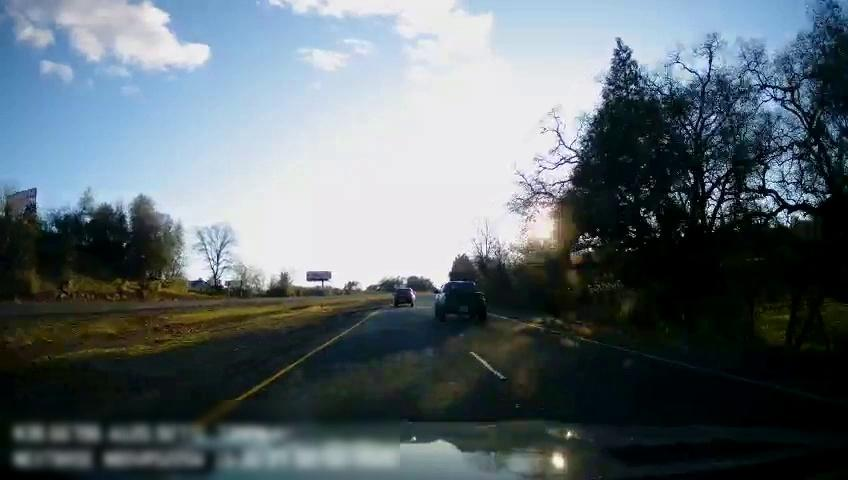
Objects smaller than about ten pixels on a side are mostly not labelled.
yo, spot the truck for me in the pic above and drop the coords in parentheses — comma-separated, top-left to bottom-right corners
(434, 281, 487, 319)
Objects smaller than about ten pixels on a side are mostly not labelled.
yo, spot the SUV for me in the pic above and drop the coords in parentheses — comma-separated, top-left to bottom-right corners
(394, 288, 414, 307)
